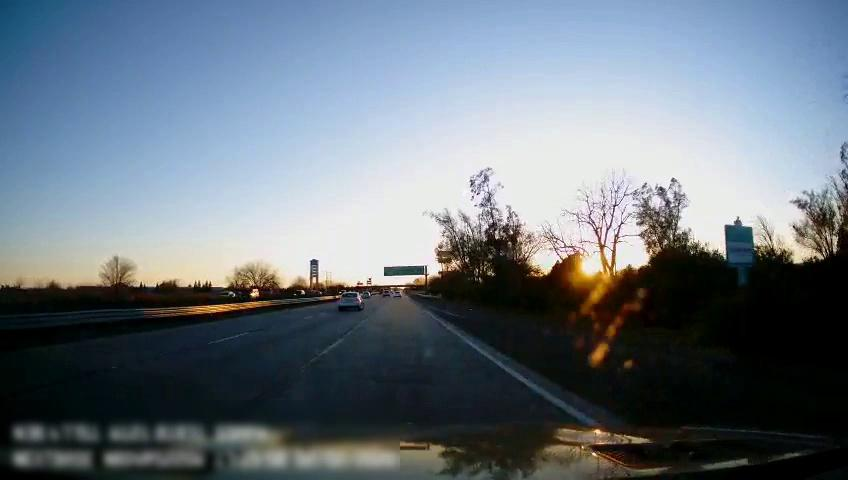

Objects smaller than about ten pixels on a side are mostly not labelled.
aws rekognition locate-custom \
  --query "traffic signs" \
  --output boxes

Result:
[384,266,424,276]
[723,224,757,267]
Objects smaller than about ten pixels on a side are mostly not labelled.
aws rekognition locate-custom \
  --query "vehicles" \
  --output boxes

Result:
[294,290,306,297]
[237,288,261,302]
[338,291,364,313]
[217,291,236,300]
